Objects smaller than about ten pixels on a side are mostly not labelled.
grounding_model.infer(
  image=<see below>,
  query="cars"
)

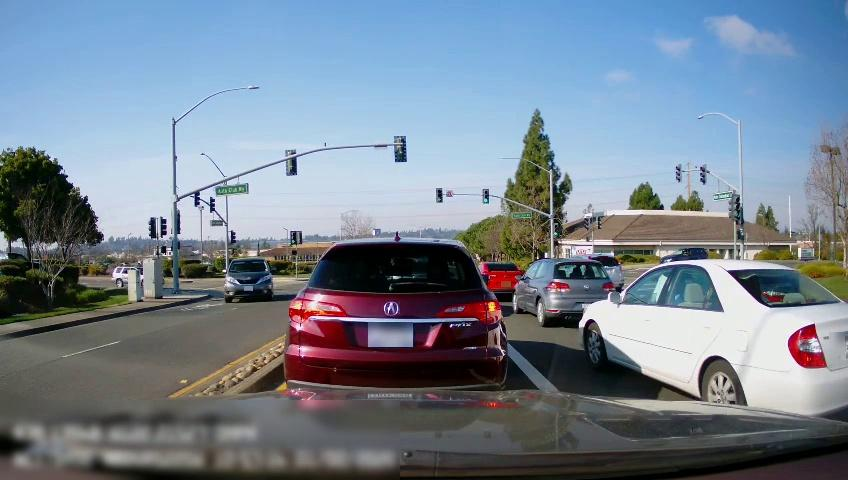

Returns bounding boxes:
[575,258,848,415]
[662,245,708,264]
[479,260,521,295]
[512,258,616,329]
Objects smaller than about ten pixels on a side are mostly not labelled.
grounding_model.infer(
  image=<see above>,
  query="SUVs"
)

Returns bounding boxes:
[580,251,627,289]
[282,239,508,392]
[111,264,146,289]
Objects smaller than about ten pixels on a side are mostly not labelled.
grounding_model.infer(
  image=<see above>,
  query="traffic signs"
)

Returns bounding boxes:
[209,219,224,227]
[214,181,250,197]
[714,192,732,201]
[512,211,533,220]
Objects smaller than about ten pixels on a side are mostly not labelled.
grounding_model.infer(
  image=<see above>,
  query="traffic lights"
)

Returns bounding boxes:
[700,166,708,184]
[288,231,295,245]
[434,186,444,203]
[483,187,492,206]
[675,164,682,183]
[160,218,169,239]
[211,197,217,215]
[283,150,299,177]
[296,232,302,245]
[584,216,592,231]
[194,192,201,207]
[596,216,604,231]
[392,135,407,164]
[229,231,237,244]
[147,216,157,238]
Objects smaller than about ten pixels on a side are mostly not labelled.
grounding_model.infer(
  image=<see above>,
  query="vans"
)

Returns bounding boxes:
[221,256,275,303]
